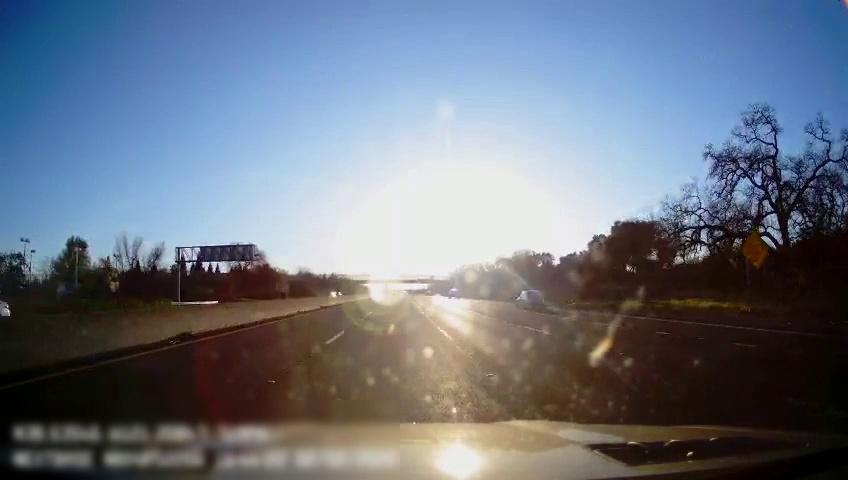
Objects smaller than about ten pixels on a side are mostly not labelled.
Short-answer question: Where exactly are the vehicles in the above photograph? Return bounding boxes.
[516,290,544,308]
[0,299,11,318]
[448,289,460,299]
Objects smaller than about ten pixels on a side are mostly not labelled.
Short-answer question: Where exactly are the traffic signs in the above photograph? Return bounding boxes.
[741,233,770,269]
